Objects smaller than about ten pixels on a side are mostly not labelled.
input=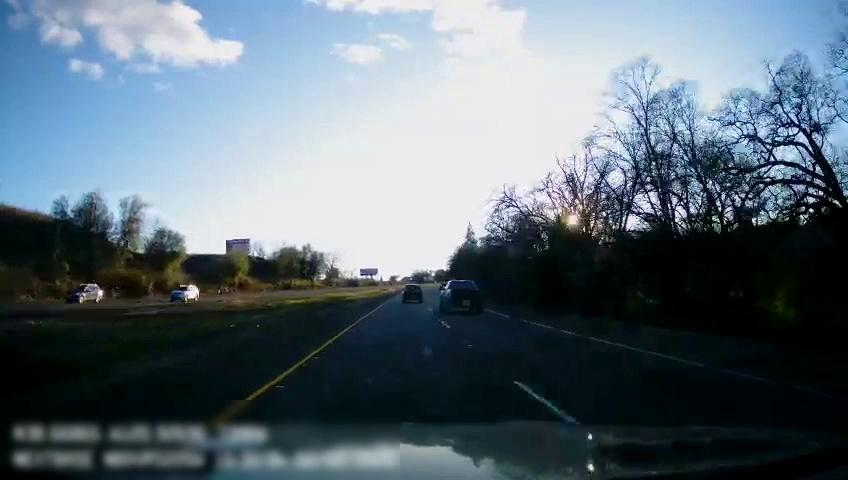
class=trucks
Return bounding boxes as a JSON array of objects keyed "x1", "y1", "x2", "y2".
[{"x1": 440, "y1": 280, "x2": 483, "y2": 315}]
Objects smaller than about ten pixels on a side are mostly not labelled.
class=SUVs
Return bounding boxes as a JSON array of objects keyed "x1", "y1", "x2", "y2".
[
  {"x1": 65, "y1": 283, "x2": 104, "y2": 305},
  {"x1": 169, "y1": 285, "x2": 200, "y2": 304},
  {"x1": 402, "y1": 285, "x2": 423, "y2": 304}
]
